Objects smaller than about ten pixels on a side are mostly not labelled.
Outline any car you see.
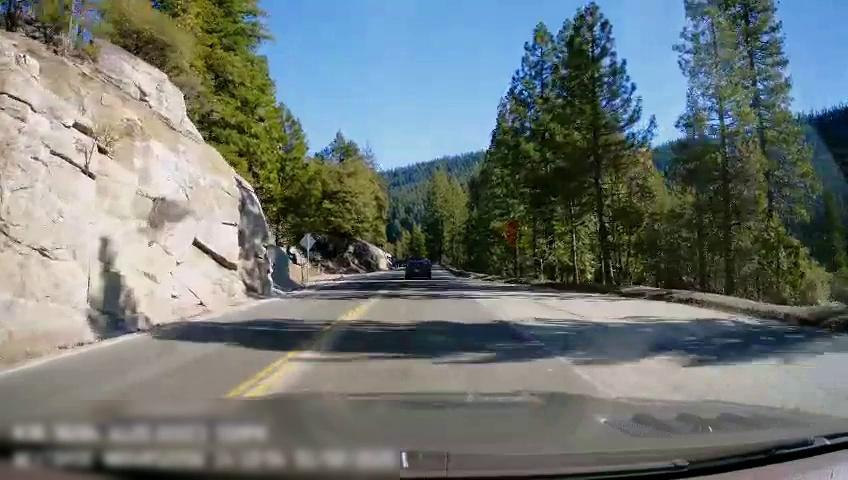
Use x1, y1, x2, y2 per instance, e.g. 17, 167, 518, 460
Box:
405, 257, 433, 280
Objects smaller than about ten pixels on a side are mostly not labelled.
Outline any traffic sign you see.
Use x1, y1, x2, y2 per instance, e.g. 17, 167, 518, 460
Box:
504, 221, 522, 237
